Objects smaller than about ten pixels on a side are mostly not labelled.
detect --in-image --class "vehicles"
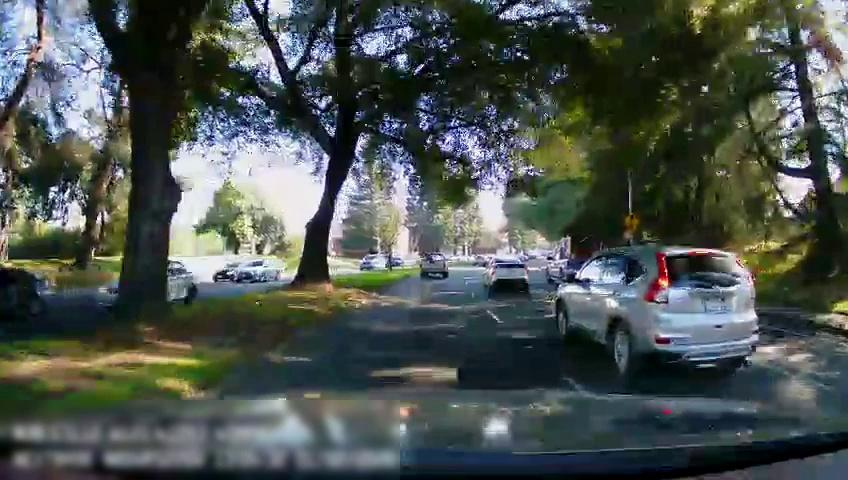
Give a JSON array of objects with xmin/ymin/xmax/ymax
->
[
  {"xmin": 167, "ymin": 259, "xmax": 201, "ymax": 305},
  {"xmin": 212, "ymin": 261, "xmax": 244, "ymax": 282},
  {"xmin": 391, "ymin": 255, "xmax": 404, "ymax": 268},
  {"xmin": 543, "ymin": 231, "xmax": 597, "ymax": 283},
  {"xmin": 359, "ymin": 253, "xmax": 388, "ymax": 271},
  {"xmin": 550, "ymin": 243, "xmax": 762, "ymax": 379},
  {"xmin": 234, "ymin": 257, "xmax": 288, "ymax": 283},
  {"xmin": 417, "ymin": 251, "xmax": 450, "ymax": 280},
  {"xmin": 0, "ymin": 264, "xmax": 55, "ymax": 323},
  {"xmin": 490, "ymin": 255, "xmax": 529, "ymax": 289}
]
